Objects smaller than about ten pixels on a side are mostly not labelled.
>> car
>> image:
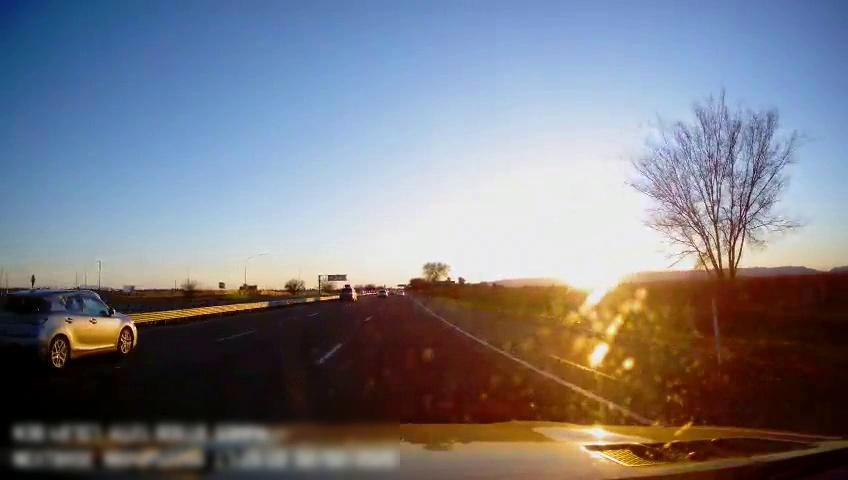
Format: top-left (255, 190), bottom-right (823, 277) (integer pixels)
top-left (0, 290), bottom-right (138, 376)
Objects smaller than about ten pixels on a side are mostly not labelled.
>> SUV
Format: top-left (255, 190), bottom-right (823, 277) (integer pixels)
top-left (339, 283), bottom-right (358, 303)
